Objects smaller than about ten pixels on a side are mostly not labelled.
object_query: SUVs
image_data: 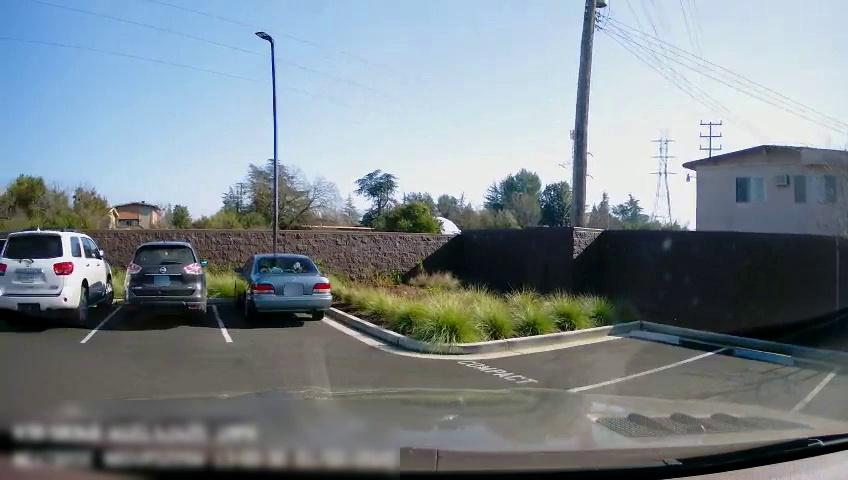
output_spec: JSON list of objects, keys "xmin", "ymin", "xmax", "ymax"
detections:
[
  {"xmin": 0, "ymin": 232, "xmax": 114, "ymax": 327},
  {"xmin": 122, "ymin": 242, "xmax": 210, "ymax": 325}
]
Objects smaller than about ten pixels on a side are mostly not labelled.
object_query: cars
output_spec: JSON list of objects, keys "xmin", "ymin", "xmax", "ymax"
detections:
[{"xmin": 233, "ymin": 254, "xmax": 333, "ymax": 323}]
